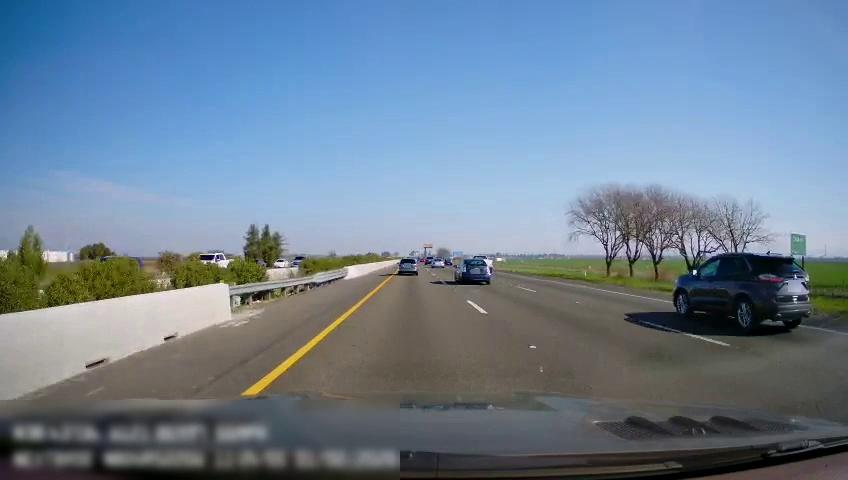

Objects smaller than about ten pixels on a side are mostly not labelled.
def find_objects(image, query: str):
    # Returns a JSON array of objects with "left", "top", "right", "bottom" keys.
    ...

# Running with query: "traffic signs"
[{"left": 790, "top": 233, "right": 807, "bottom": 256}]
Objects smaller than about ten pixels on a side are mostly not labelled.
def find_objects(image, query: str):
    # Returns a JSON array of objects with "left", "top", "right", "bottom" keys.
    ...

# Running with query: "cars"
[
  {"left": 430, "top": 258, "right": 445, "bottom": 270},
  {"left": 453, "top": 258, "right": 491, "bottom": 285},
  {"left": 397, "top": 257, "right": 419, "bottom": 276}
]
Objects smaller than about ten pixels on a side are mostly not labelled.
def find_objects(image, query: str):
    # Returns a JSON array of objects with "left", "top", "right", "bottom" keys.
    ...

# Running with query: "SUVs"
[
  {"left": 273, "top": 258, "right": 290, "bottom": 269},
  {"left": 671, "top": 252, "right": 814, "bottom": 335},
  {"left": 290, "top": 256, "right": 306, "bottom": 267}
]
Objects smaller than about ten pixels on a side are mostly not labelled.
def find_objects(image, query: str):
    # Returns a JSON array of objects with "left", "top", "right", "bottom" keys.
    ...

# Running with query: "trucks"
[
  {"left": 474, "top": 254, "right": 494, "bottom": 272},
  {"left": 199, "top": 253, "right": 235, "bottom": 269}
]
